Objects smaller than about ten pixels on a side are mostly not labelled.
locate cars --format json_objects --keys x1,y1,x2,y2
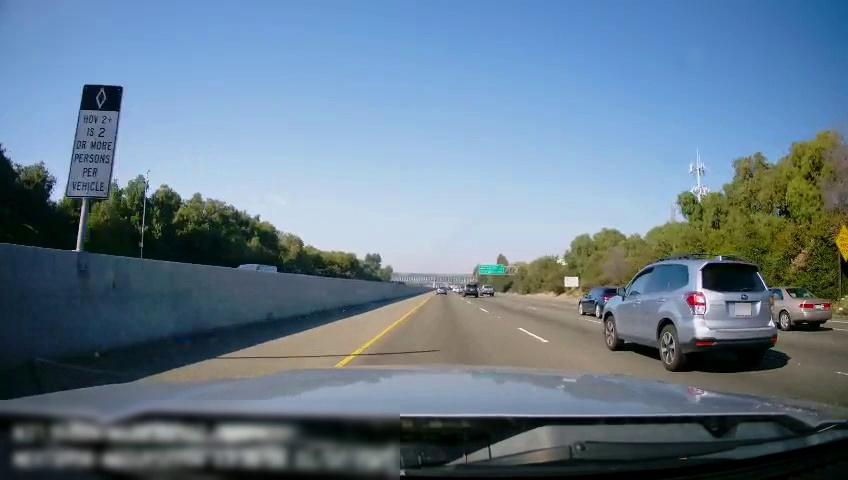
[
  {"x1": 766, "y1": 286, "x2": 834, "y2": 331},
  {"x1": 576, "y1": 286, "x2": 617, "y2": 319},
  {"x1": 436, "y1": 286, "x2": 447, "y2": 295}
]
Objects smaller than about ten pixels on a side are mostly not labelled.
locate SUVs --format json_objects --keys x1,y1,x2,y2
[
  {"x1": 463, "y1": 284, "x2": 479, "y2": 298},
  {"x1": 601, "y1": 260, "x2": 778, "y2": 373}
]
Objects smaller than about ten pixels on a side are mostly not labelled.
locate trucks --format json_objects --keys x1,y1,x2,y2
[{"x1": 480, "y1": 285, "x2": 494, "y2": 296}]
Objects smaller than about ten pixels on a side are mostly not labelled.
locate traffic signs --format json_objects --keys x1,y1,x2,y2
[
  {"x1": 478, "y1": 262, "x2": 505, "y2": 275},
  {"x1": 65, "y1": 85, "x2": 123, "y2": 199},
  {"x1": 834, "y1": 225, "x2": 848, "y2": 262}
]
